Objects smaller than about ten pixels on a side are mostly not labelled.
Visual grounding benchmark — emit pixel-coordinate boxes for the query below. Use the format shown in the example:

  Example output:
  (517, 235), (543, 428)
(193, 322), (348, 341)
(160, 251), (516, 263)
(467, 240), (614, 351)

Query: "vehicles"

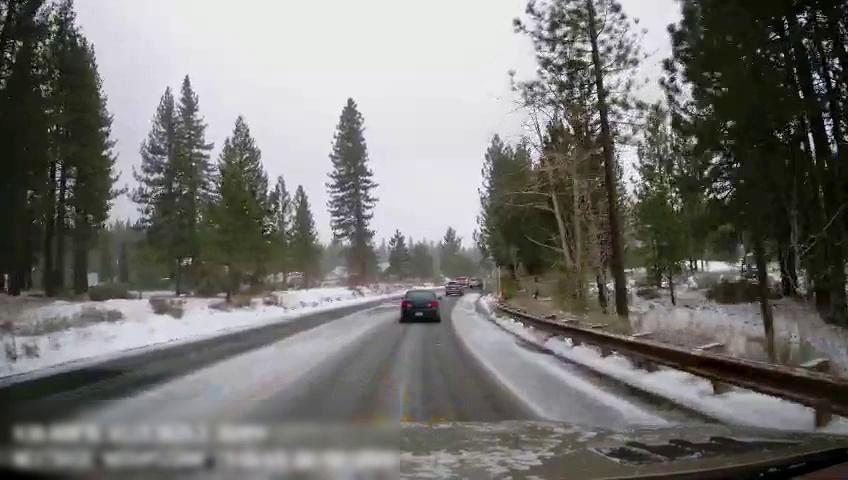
(445, 280), (465, 297)
(400, 289), (441, 323)
(469, 279), (481, 288)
